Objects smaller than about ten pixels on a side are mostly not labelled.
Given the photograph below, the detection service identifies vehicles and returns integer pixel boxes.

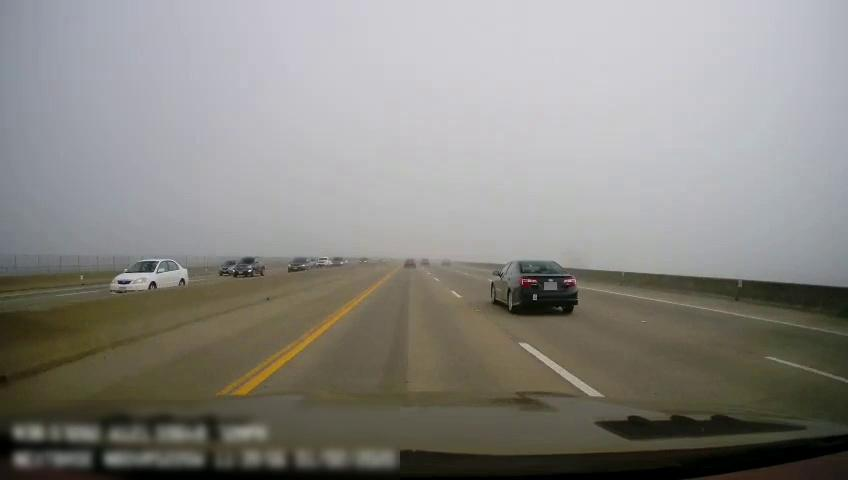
[330,256,349,267]
[403,258,417,269]
[440,258,452,266]
[108,258,190,295]
[315,256,333,269]
[217,259,241,277]
[231,256,266,278]
[419,257,431,267]
[488,258,580,315]
[286,257,315,273]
